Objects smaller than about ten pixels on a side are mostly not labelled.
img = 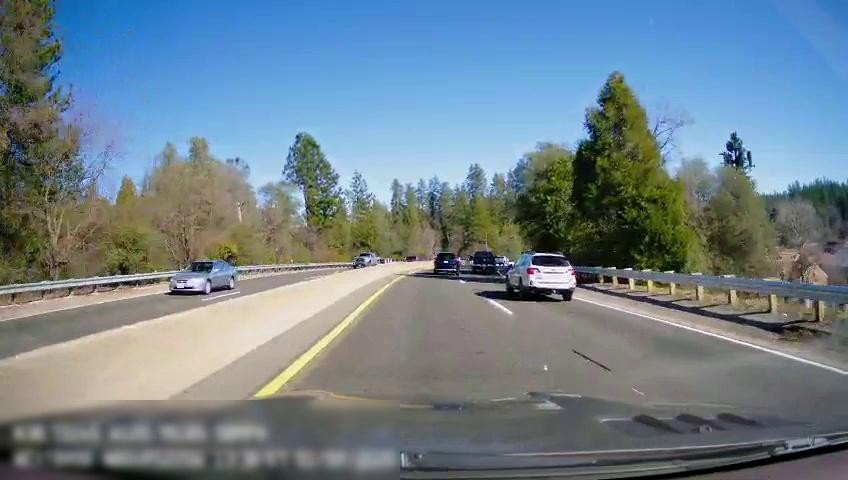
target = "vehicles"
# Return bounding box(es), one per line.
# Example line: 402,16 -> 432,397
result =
402,255 -> 421,267
168,259 -> 241,296
469,251 -> 498,274
351,252 -> 384,271
504,253 -> 576,301
433,252 -> 460,274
